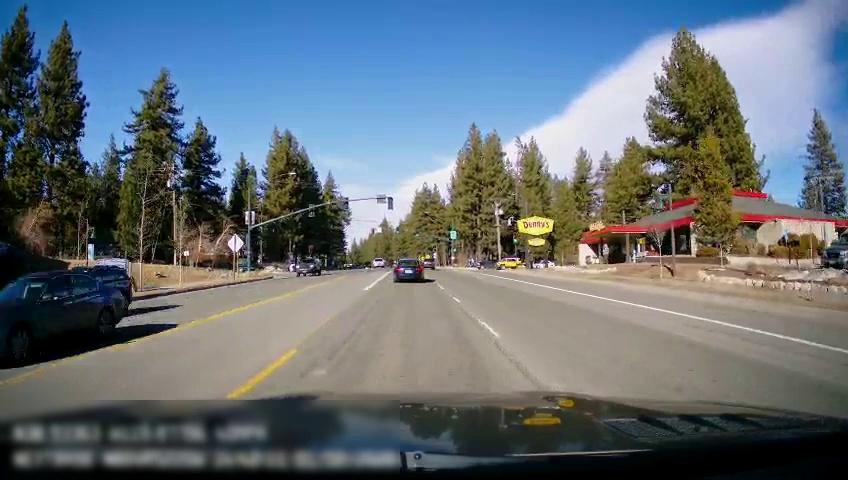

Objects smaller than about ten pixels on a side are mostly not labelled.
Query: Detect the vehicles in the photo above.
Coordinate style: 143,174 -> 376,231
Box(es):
394,257 -> 424,283
477,258 -> 495,271
295,255 -> 322,277
372,257 -> 384,268
536,260 -> 553,268
821,241 -> 848,270
497,257 -> 522,269
0,271 -> 129,367
423,259 -> 435,270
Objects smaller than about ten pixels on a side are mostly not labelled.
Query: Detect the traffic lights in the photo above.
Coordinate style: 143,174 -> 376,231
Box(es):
387,196 -> 394,209
343,196 -> 349,210
309,206 -> 315,217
